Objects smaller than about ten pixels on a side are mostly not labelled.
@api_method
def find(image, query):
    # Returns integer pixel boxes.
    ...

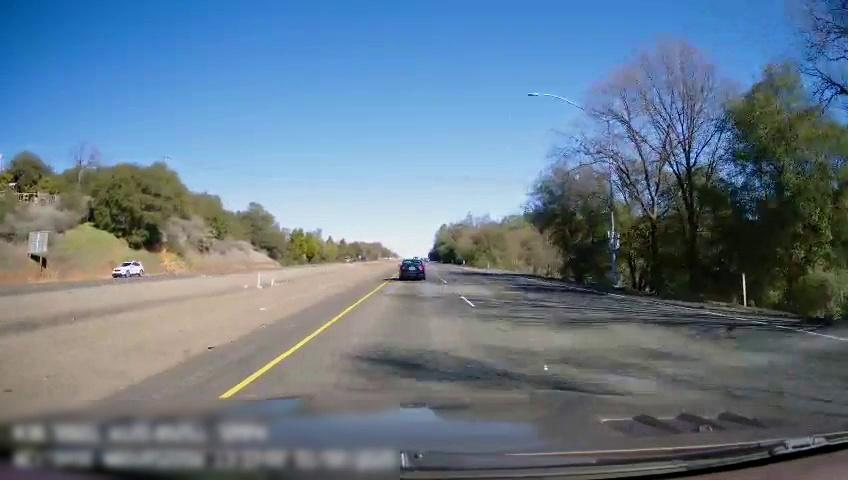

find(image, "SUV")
[111,261,145,279]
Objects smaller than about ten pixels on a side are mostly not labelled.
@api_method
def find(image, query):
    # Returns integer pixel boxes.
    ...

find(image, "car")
[398,257,426,281]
